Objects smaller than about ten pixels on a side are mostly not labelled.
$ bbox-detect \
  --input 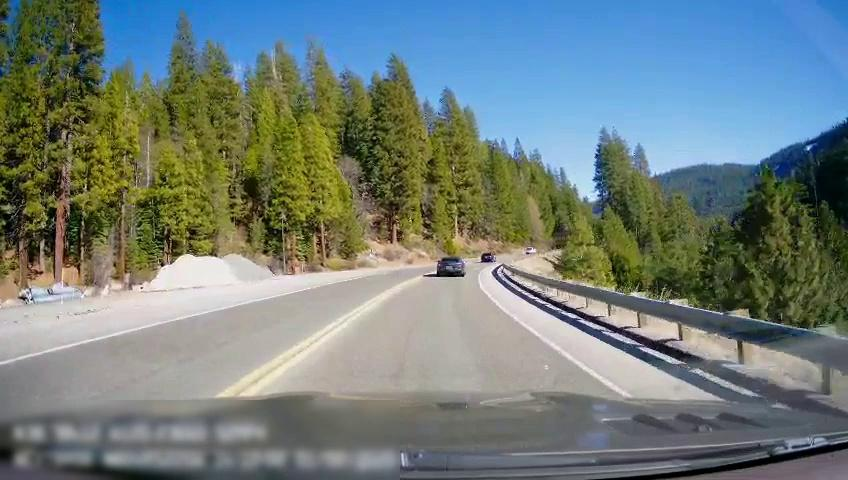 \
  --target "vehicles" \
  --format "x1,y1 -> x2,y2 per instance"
525,246 -> 538,255
436,255 -> 464,278
481,251 -> 496,263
